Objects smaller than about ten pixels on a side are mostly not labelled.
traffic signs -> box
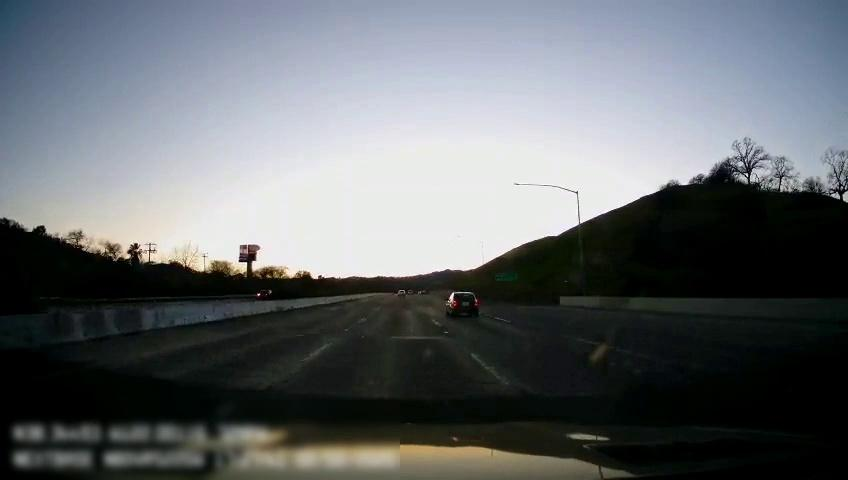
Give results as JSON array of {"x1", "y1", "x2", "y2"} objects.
[{"x1": 495, "y1": 272, "x2": 521, "y2": 281}]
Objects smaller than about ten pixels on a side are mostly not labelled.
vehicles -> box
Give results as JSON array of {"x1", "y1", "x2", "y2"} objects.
[
  {"x1": 444, "y1": 291, "x2": 479, "y2": 317},
  {"x1": 256, "y1": 289, "x2": 272, "y2": 300}
]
